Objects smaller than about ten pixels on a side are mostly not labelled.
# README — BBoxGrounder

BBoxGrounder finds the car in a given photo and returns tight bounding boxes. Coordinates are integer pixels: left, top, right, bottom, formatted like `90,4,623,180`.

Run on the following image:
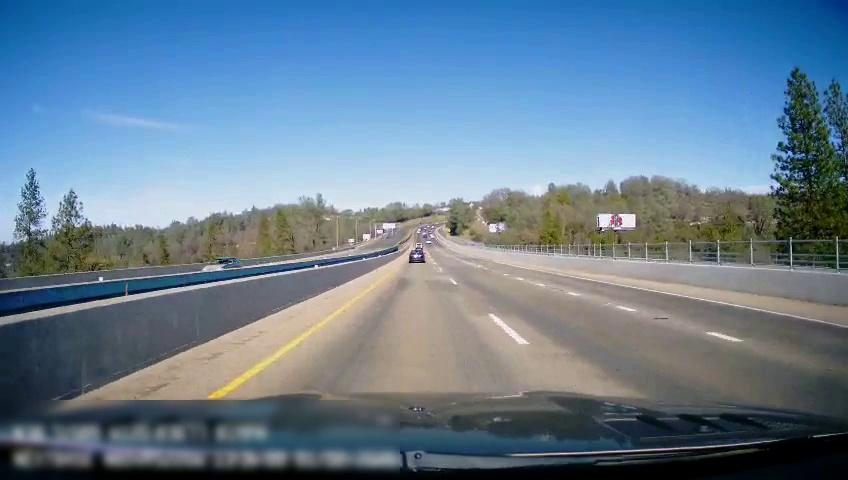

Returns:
408,248,426,263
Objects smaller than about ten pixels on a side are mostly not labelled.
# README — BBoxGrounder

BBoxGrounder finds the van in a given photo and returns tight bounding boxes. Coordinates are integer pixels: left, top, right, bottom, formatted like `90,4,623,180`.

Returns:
201,257,242,272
